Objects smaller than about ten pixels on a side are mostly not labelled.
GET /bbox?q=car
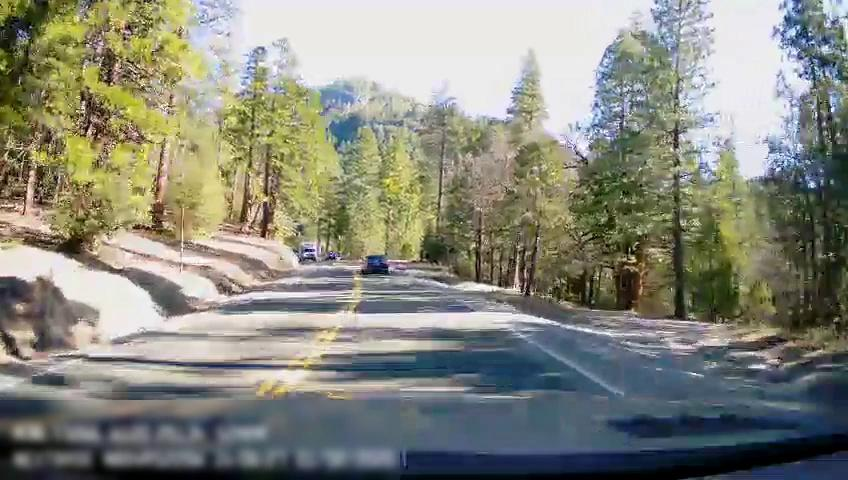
[360,254,389,276]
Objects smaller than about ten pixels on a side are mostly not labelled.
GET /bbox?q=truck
[295,239,321,263]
